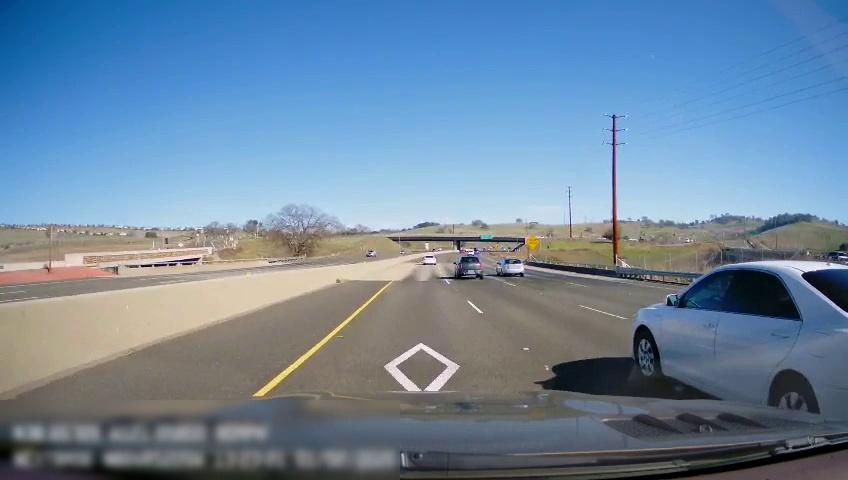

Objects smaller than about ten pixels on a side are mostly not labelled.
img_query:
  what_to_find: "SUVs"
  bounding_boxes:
[366,249,376,258]
[423,254,437,265]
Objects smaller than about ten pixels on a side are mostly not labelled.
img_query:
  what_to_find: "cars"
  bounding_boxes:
[495,257,525,277]
[631,259,848,419]
[452,256,484,279]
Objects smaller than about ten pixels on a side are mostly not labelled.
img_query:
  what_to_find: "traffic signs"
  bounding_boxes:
[524,235,541,252]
